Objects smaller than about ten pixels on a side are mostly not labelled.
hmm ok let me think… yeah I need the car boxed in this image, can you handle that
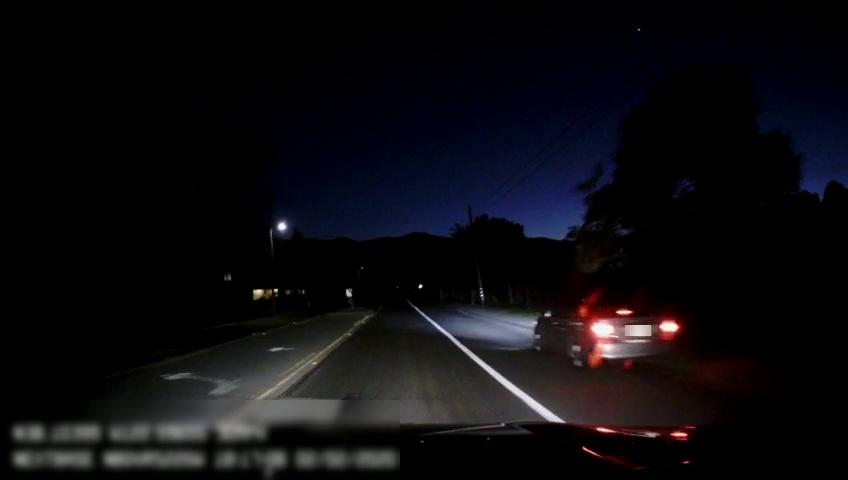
[533,295,676,370]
